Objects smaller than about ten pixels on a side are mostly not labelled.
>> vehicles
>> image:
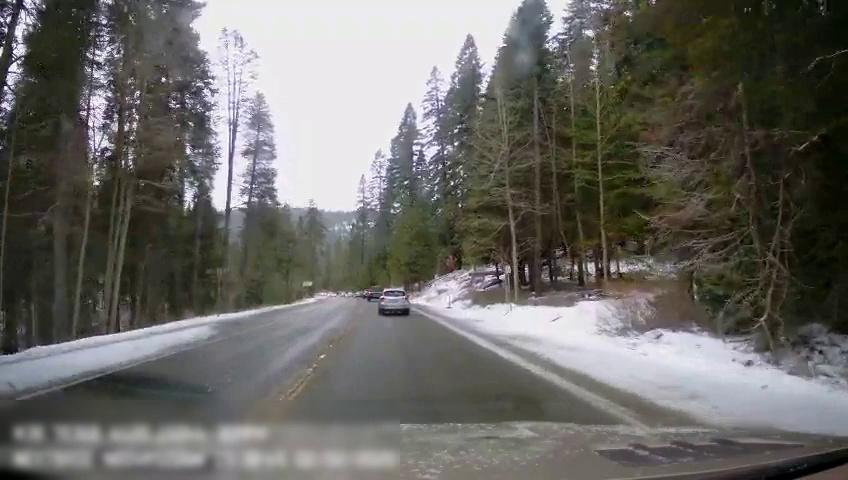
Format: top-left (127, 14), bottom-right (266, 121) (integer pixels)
top-left (367, 287), bottom-right (383, 301)
top-left (378, 288), bottom-right (409, 315)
